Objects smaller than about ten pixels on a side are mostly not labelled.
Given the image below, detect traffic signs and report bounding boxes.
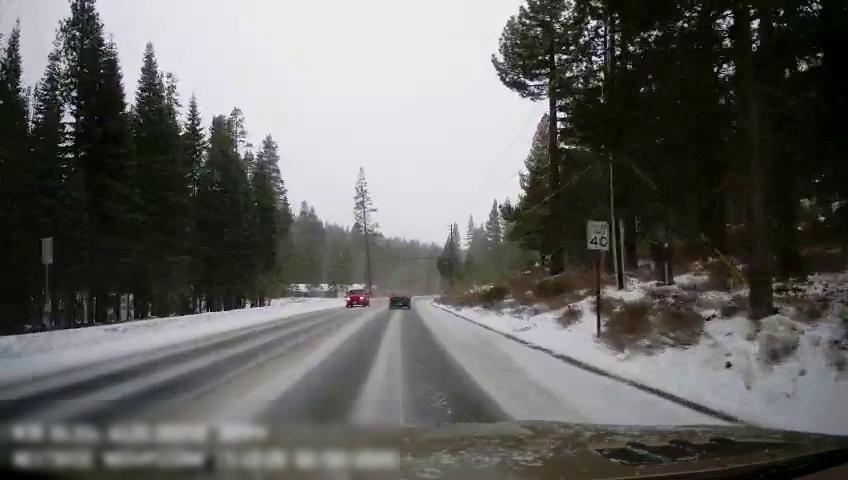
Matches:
[587,220,609,250]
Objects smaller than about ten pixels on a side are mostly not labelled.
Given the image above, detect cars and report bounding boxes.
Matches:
[345,288,370,308]
[388,290,412,310]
